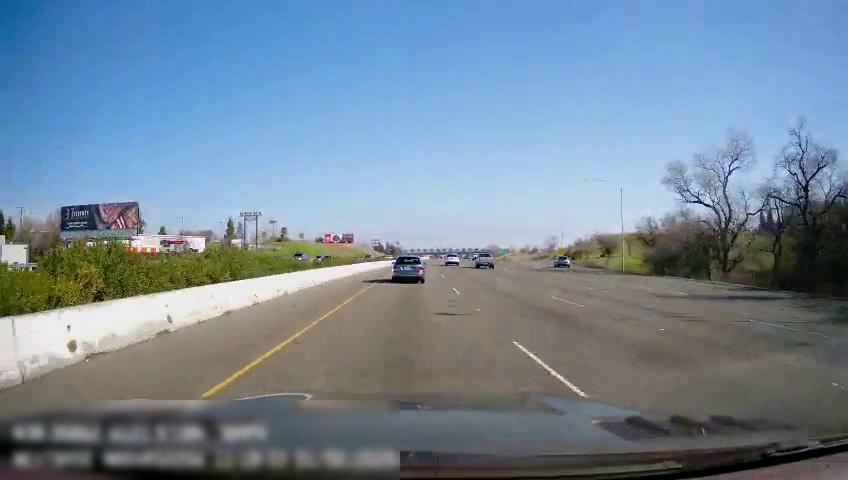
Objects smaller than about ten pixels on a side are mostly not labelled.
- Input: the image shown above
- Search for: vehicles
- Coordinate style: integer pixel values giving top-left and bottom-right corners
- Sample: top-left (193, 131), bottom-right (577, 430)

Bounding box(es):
top-left (391, 256), bottom-right (425, 283)
top-left (474, 254), bottom-right (494, 270)
top-left (444, 253), bottom-right (460, 266)
top-left (293, 253), bottom-right (309, 261)
top-left (554, 255), bottom-right (570, 268)
top-left (312, 255), bottom-right (324, 263)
